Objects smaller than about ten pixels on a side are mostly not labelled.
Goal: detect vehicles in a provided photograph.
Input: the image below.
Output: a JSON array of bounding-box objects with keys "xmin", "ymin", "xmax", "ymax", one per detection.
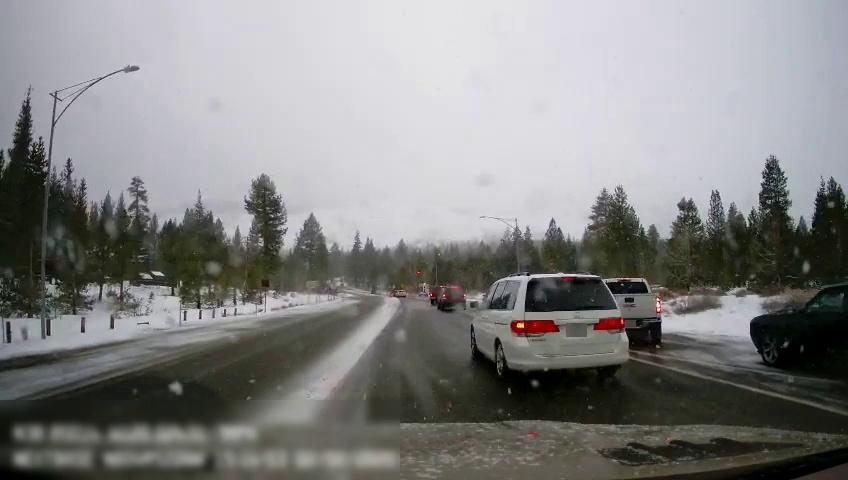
[
  {"xmin": 428, "ymin": 285, "xmax": 441, "ymax": 306},
  {"xmin": 416, "ymin": 282, "xmax": 428, "ymax": 297},
  {"xmin": 602, "ymin": 277, "xmax": 663, "ymax": 343},
  {"xmin": 395, "ymin": 290, "xmax": 407, "ymax": 298},
  {"xmin": 436, "ymin": 286, "xmax": 466, "ymax": 311},
  {"xmin": 467, "ymin": 272, "xmax": 629, "ymax": 383},
  {"xmin": 748, "ymin": 281, "xmax": 848, "ymax": 368}
]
